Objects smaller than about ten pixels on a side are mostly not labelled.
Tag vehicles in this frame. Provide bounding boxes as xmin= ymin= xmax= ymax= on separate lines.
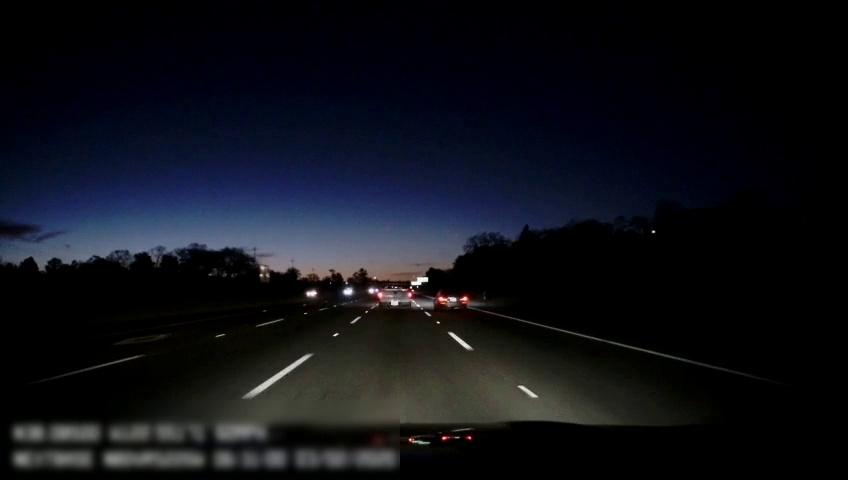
xmin=378 ymin=284 xmax=413 ymax=314
xmin=304 ymin=287 xmax=320 ymax=301
xmin=342 ymin=286 xmax=358 ymax=299
xmin=433 ymin=287 xmax=470 ymax=314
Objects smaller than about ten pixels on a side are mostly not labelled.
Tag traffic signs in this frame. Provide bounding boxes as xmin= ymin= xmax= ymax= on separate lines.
xmin=418 ymin=277 xmax=429 ymax=283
